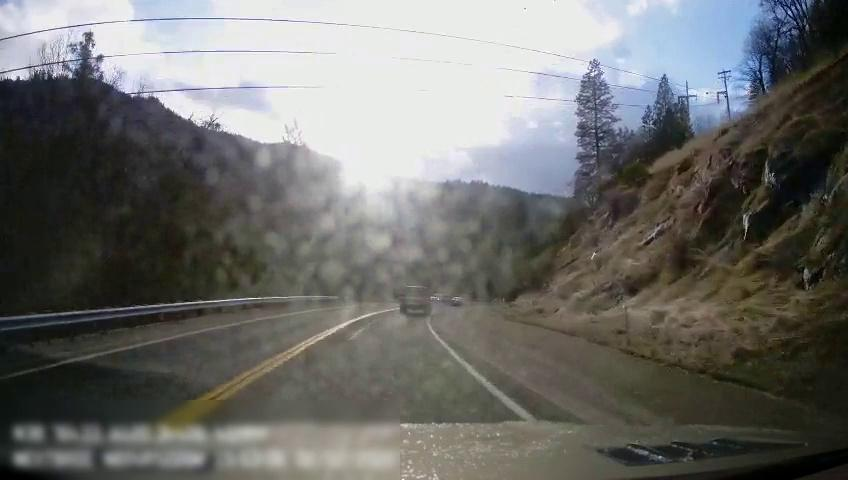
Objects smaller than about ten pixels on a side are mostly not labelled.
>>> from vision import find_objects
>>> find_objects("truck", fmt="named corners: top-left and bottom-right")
top-left (400, 284), bottom-right (432, 316)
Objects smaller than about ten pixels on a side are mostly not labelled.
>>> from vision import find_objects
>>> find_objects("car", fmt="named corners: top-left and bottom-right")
top-left (451, 297), bottom-right (463, 307)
